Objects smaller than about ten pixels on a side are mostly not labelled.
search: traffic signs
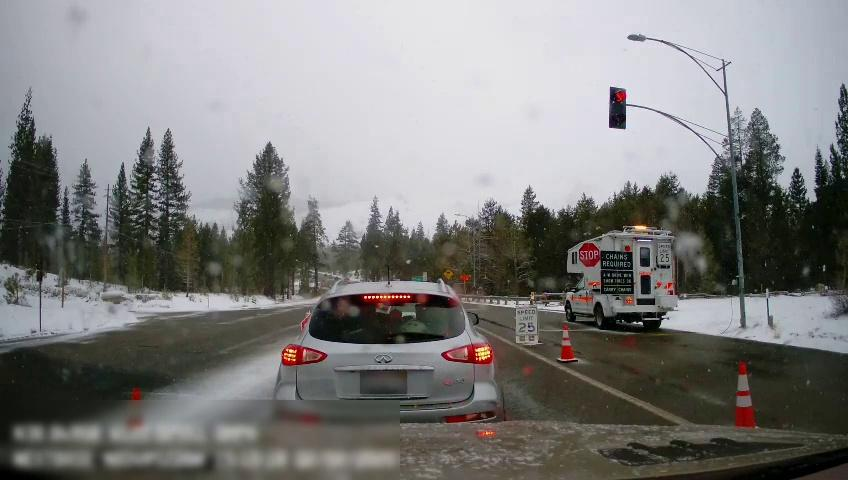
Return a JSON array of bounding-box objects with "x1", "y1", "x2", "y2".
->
[
  {"x1": 657, "y1": 241, "x2": 673, "y2": 266},
  {"x1": 412, "y1": 277, "x2": 423, "y2": 282},
  {"x1": 299, "y1": 312, "x2": 312, "y2": 330},
  {"x1": 443, "y1": 268, "x2": 455, "y2": 281},
  {"x1": 600, "y1": 250, "x2": 635, "y2": 271},
  {"x1": 458, "y1": 274, "x2": 470, "y2": 282},
  {"x1": 577, "y1": 242, "x2": 601, "y2": 268},
  {"x1": 514, "y1": 304, "x2": 539, "y2": 336},
  {"x1": 600, "y1": 269, "x2": 634, "y2": 295}
]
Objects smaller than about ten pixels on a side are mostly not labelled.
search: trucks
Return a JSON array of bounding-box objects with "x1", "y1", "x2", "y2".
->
[{"x1": 564, "y1": 225, "x2": 680, "y2": 329}]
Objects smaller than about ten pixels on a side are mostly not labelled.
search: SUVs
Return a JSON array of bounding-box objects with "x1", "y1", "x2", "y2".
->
[{"x1": 272, "y1": 278, "x2": 506, "y2": 424}]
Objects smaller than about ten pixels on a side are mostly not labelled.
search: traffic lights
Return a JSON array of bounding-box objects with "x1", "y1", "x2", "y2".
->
[{"x1": 608, "y1": 85, "x2": 628, "y2": 131}]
